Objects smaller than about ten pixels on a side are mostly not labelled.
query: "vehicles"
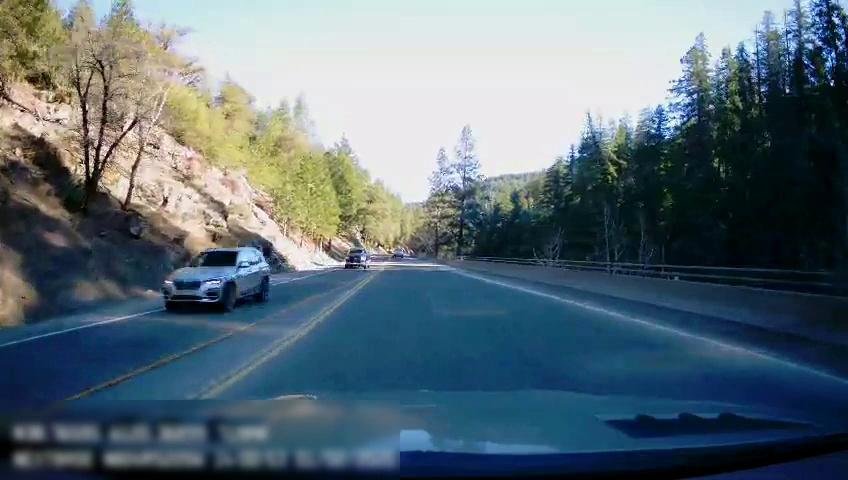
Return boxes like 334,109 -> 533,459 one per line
391,246 -> 405,259
161,247 -> 273,313
343,248 -> 372,270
